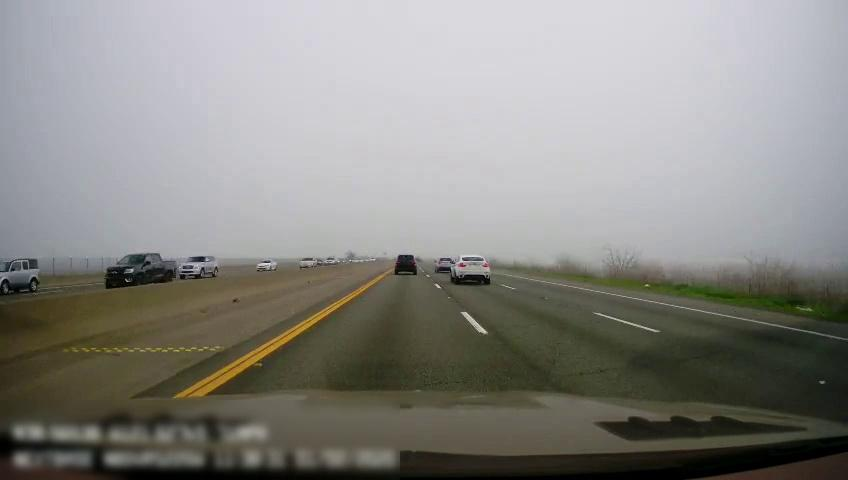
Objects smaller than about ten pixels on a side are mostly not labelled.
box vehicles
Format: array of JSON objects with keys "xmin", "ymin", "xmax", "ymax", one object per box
[
  {"xmin": 449, "ymin": 255, "xmax": 491, "ymax": 285},
  {"xmin": 104, "ymin": 252, "xmax": 178, "ymax": 290},
  {"xmin": 314, "ymin": 258, "xmax": 326, "ymax": 266},
  {"xmin": 255, "ymin": 259, "xmax": 279, "ymax": 272},
  {"xmin": 298, "ymin": 257, "xmax": 318, "ymax": 269},
  {"xmin": 394, "ymin": 254, "xmax": 420, "ymax": 276},
  {"xmin": 324, "ymin": 256, "xmax": 339, "ymax": 266},
  {"xmin": 179, "ymin": 255, "xmax": 220, "ymax": 280},
  {"xmin": 433, "ymin": 256, "xmax": 457, "ymax": 273},
  {"xmin": 0, "ymin": 257, "xmax": 41, "ymax": 296}
]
